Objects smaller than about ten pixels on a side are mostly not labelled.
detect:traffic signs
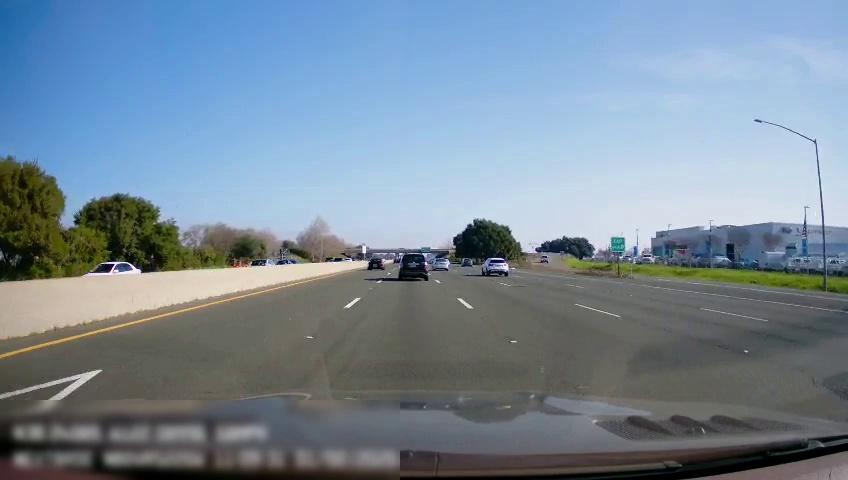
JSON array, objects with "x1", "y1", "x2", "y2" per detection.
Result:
[{"x1": 610, "y1": 236, "x2": 625, "y2": 253}]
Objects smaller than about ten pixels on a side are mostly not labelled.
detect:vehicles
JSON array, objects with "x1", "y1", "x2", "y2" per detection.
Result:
[
  {"x1": 245, "y1": 257, "x2": 277, "y2": 268},
  {"x1": 432, "y1": 256, "x2": 449, "y2": 271},
  {"x1": 332, "y1": 257, "x2": 345, "y2": 263},
  {"x1": 367, "y1": 257, "x2": 385, "y2": 271},
  {"x1": 274, "y1": 257, "x2": 295, "y2": 265},
  {"x1": 82, "y1": 260, "x2": 142, "y2": 277},
  {"x1": 398, "y1": 253, "x2": 429, "y2": 282},
  {"x1": 461, "y1": 257, "x2": 473, "y2": 268},
  {"x1": 481, "y1": 257, "x2": 509, "y2": 277}
]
